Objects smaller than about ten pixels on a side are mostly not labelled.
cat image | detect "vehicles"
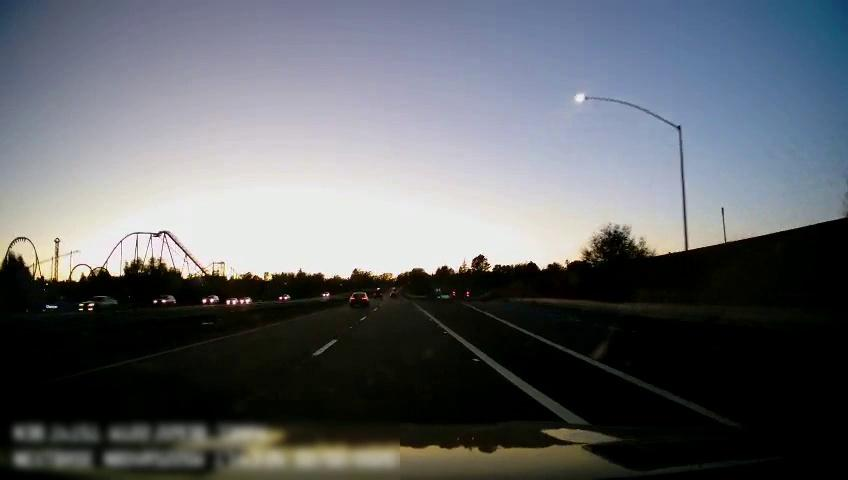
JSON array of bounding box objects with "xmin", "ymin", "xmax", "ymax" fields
[
  {"xmin": 349, "ymin": 292, "xmax": 371, "ymax": 309},
  {"xmin": 153, "ymin": 294, "xmax": 177, "ymax": 307},
  {"xmin": 239, "ymin": 297, "xmax": 253, "ymax": 305},
  {"xmin": 202, "ymin": 294, "xmax": 220, "ymax": 304},
  {"xmin": 226, "ymin": 297, "xmax": 238, "ymax": 306},
  {"xmin": 278, "ymin": 294, "xmax": 291, "ymax": 301},
  {"xmin": 77, "ymin": 294, "xmax": 120, "ymax": 313}
]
